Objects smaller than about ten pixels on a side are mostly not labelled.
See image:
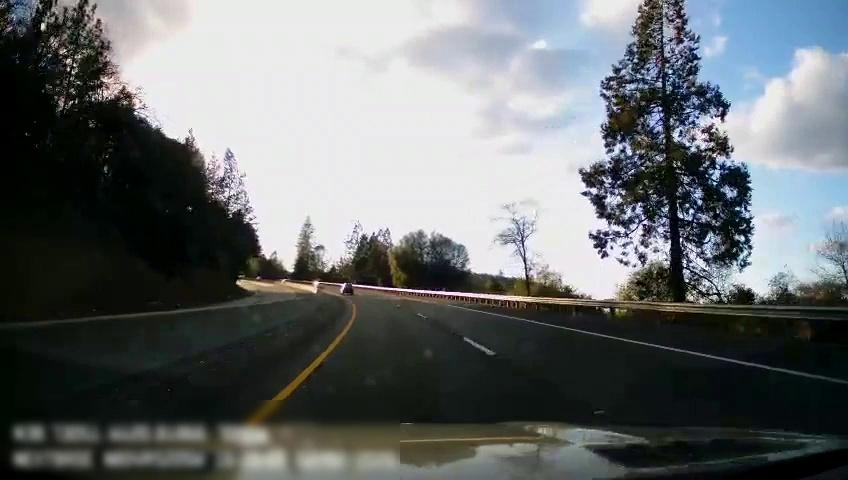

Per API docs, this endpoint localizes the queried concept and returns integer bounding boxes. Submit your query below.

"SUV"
[340,282,354,295]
